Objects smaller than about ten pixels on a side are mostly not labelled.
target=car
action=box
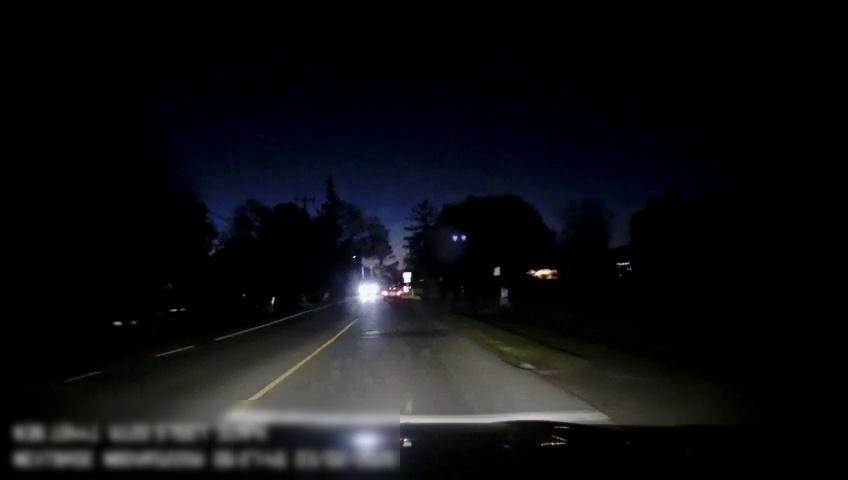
[382,285,403,302]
